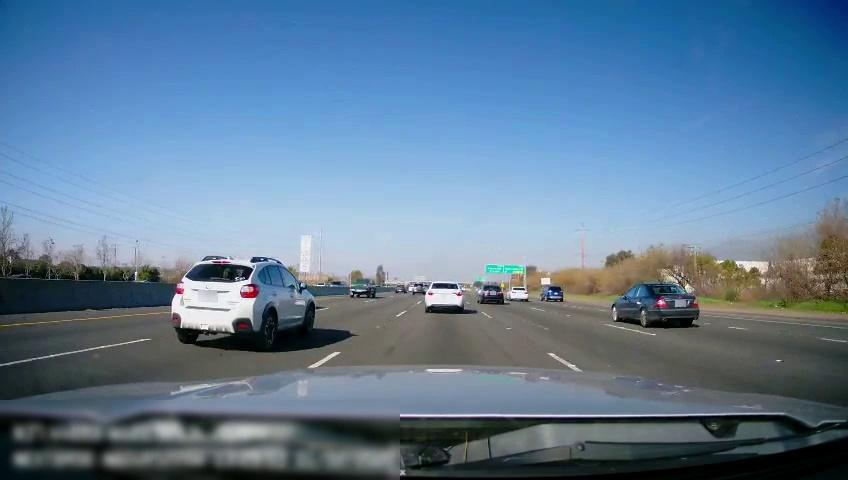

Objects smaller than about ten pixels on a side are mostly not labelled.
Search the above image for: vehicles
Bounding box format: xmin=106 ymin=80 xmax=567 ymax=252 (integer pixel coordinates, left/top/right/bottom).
xmin=610 ymin=280 xmax=700 ymax=328
xmin=315 ymin=282 xmax=330 ymax=288
xmin=540 ymin=285 xmax=564 ymax=302
xmin=506 ymin=286 xmax=529 ymax=302
xmin=476 ymin=284 xmax=505 ymax=305
xmin=394 ymin=284 xmax=407 ymax=294
xmin=170 ymin=255 xmax=317 ymax=346
xmin=412 ymin=283 xmax=426 ymax=295
xmin=424 ymin=280 xmax=465 ymax=313
xmin=327 ymin=280 xmax=349 ymax=288
xmin=349 ymin=278 xmax=376 ymax=298
xmin=131 ymin=279 xmax=151 ymax=284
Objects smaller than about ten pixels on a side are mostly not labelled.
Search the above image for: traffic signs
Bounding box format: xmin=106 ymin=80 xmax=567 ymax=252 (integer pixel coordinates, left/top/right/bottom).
xmin=502 ymin=264 xmax=528 ymax=274
xmin=485 ymin=264 xmax=503 ymax=274
xmin=540 ymin=277 xmax=551 ymax=285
